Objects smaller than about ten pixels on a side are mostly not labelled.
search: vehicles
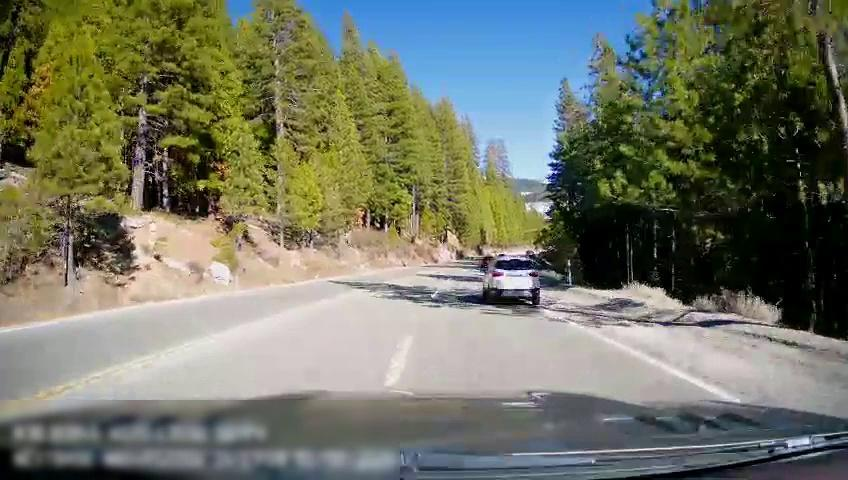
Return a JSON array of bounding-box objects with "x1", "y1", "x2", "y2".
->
[
  {"x1": 480, "y1": 255, "x2": 496, "y2": 268},
  {"x1": 482, "y1": 252, "x2": 541, "y2": 306}
]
